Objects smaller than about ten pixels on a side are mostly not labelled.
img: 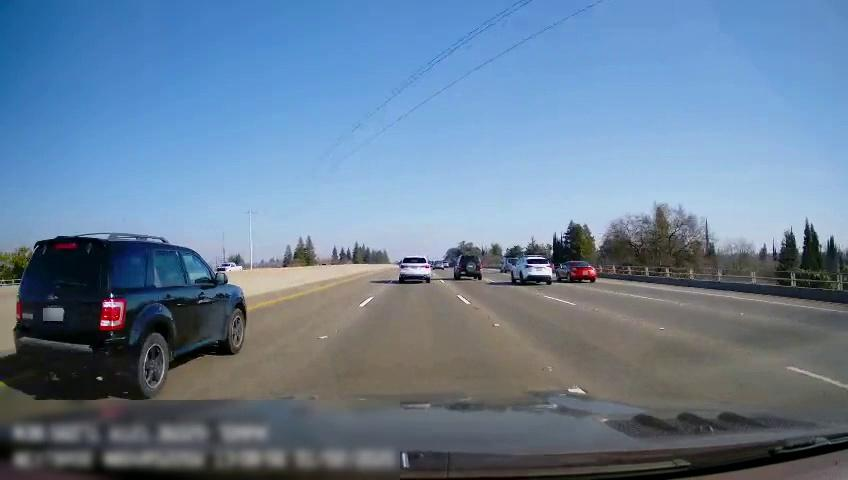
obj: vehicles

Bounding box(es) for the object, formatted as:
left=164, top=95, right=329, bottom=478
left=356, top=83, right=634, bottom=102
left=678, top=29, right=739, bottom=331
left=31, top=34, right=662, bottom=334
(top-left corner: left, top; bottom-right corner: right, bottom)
left=555, top=259, right=598, bottom=284
left=216, top=262, right=242, bottom=272
left=453, top=254, right=484, bottom=281
left=510, top=256, right=554, bottom=287
left=5, top=235, right=248, bottom=401
left=499, top=257, right=522, bottom=275
left=397, top=255, right=432, bottom=284
left=431, top=259, right=446, bottom=270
